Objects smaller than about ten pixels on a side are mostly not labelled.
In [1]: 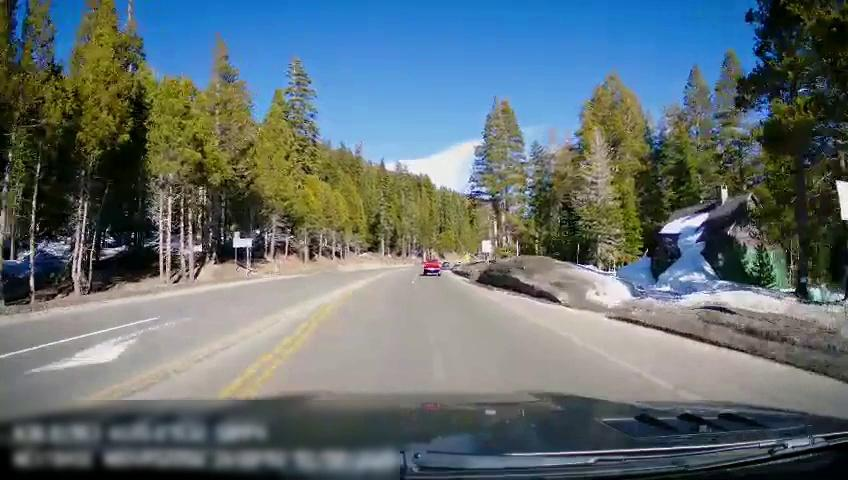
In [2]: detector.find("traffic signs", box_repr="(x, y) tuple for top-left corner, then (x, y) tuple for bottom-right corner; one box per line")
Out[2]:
(835, 179), (848, 221)
(480, 239), (493, 254)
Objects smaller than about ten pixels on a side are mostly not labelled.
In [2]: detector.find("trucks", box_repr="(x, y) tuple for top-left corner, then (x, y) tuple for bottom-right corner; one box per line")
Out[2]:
(423, 257), (442, 277)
